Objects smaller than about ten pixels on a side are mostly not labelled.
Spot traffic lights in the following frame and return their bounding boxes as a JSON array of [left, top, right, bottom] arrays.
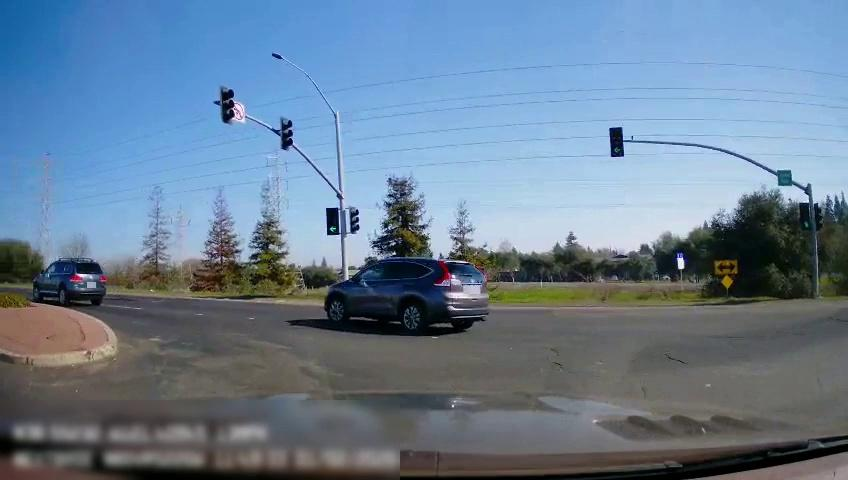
[[349, 205, 361, 234], [326, 208, 340, 235], [280, 117, 294, 150], [220, 86, 235, 125], [814, 203, 823, 230], [799, 202, 811, 229], [609, 126, 625, 158]]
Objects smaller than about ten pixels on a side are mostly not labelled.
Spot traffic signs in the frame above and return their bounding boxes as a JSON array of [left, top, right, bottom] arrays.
[[714, 260, 737, 274], [234, 101, 245, 121], [776, 170, 793, 186], [720, 275, 734, 288]]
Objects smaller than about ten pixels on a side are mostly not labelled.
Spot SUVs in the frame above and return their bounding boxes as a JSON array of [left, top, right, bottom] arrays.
[[32, 259, 108, 308], [323, 256, 490, 334]]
